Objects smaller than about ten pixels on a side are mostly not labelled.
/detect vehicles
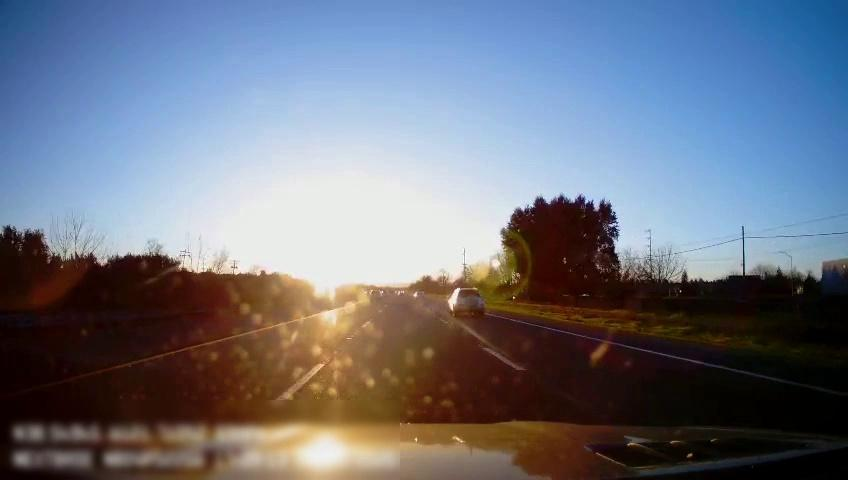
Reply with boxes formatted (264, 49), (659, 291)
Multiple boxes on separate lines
(412, 291), (424, 300)
(448, 288), (485, 316)
(369, 290), (382, 301)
